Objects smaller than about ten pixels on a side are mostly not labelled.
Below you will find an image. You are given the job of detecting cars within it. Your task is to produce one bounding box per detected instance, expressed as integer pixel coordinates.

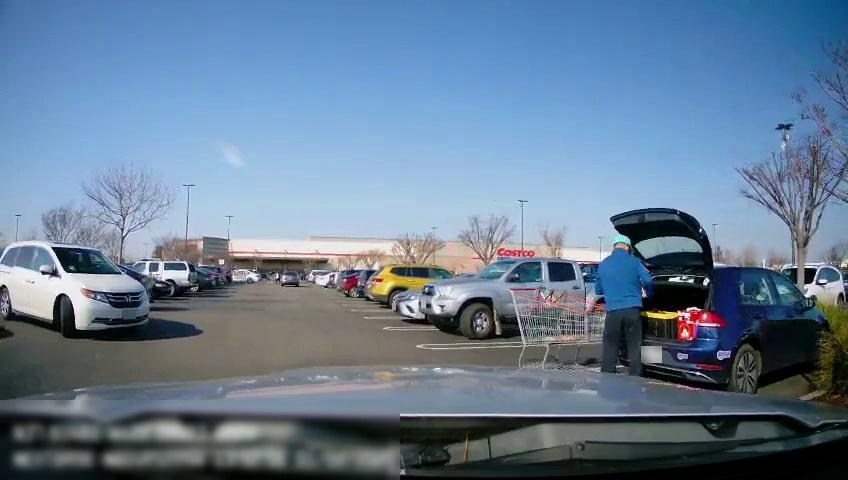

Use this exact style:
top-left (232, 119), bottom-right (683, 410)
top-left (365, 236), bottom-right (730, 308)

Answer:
top-left (595, 208), bottom-right (833, 395)
top-left (316, 273), bottom-right (337, 287)
top-left (231, 269), bottom-right (259, 284)
top-left (395, 289), bottom-right (425, 320)
top-left (188, 270), bottom-right (217, 294)
top-left (335, 270), bottom-right (361, 299)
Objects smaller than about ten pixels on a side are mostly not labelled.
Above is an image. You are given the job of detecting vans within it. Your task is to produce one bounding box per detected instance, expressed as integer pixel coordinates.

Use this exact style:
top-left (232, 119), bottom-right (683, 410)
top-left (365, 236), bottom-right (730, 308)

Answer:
top-left (0, 240), bottom-right (155, 338)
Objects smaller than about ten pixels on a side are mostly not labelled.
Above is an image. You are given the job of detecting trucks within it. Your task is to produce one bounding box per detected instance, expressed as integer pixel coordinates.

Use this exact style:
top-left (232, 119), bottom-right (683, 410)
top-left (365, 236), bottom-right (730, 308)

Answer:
top-left (417, 256), bottom-right (607, 342)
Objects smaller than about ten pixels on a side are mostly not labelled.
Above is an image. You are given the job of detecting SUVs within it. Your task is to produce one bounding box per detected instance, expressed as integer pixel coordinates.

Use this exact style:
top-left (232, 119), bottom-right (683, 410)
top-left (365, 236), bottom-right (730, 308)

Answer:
top-left (365, 263), bottom-right (450, 311)
top-left (117, 261), bottom-right (173, 298)
top-left (134, 260), bottom-right (200, 298)
top-left (280, 269), bottom-right (299, 287)
top-left (781, 262), bottom-right (847, 306)
top-left (356, 269), bottom-right (376, 292)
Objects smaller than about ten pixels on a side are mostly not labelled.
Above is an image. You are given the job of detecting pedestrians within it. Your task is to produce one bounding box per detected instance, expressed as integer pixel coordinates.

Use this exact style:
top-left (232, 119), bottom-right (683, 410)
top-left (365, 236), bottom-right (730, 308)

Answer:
top-left (225, 270), bottom-right (232, 284)
top-left (594, 234), bottom-right (658, 375)
top-left (275, 271), bottom-right (281, 287)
